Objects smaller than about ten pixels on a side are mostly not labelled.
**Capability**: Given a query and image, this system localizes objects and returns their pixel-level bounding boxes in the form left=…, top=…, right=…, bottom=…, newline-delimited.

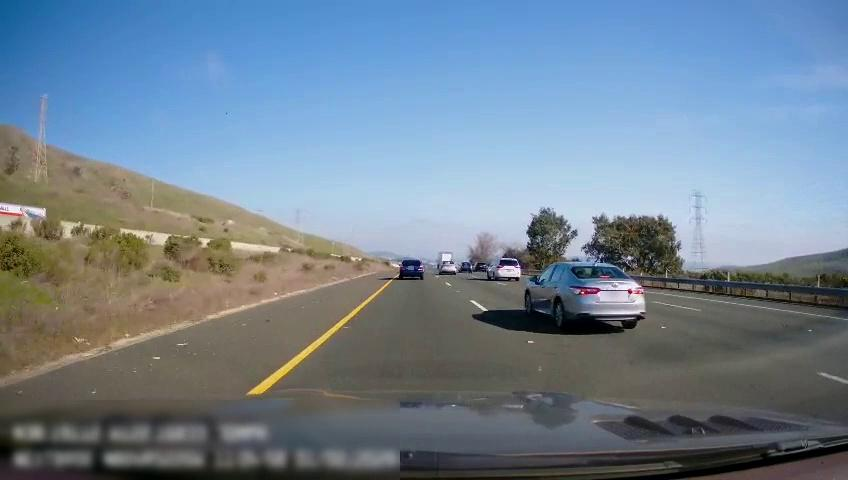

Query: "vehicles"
left=398, top=259, right=424, bottom=281
left=472, top=263, right=487, bottom=273
left=459, top=262, right=473, bottom=273
left=439, top=261, right=456, bottom=275
left=437, top=252, right=454, bottom=269
left=523, top=262, right=647, bottom=331
left=487, top=257, right=521, bottom=282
